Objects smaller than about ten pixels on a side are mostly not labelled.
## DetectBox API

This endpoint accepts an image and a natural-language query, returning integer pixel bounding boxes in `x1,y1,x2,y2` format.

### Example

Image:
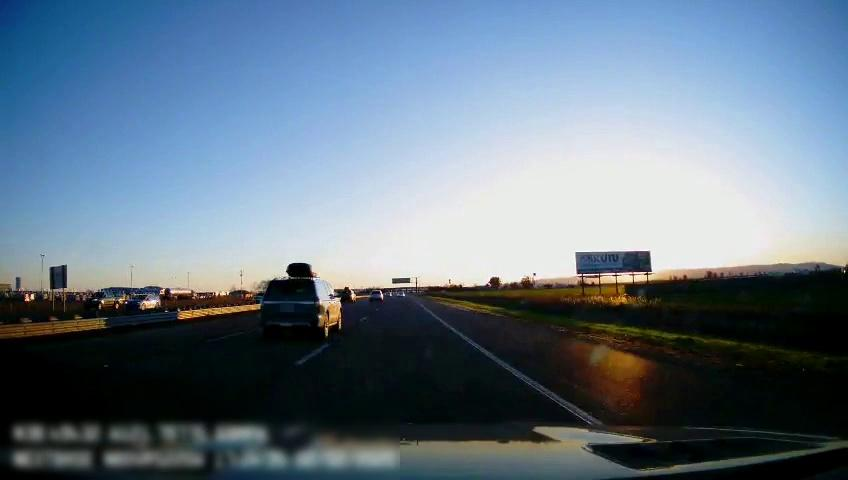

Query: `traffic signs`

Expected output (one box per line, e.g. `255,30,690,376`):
392,278,411,284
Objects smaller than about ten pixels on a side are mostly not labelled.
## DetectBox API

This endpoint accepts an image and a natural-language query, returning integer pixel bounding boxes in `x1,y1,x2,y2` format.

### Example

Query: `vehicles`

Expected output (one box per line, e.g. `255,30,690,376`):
254,293,265,305
84,291,123,312
261,261,343,343
341,286,356,304
369,290,383,302
124,292,161,312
